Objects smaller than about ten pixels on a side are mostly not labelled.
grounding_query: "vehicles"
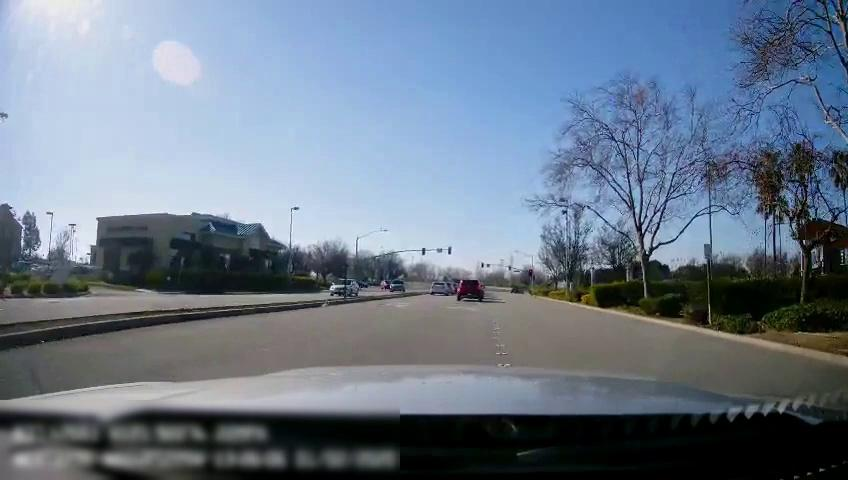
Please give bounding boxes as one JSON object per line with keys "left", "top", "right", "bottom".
{"left": 354, "top": 280, "right": 368, "bottom": 288}
{"left": 457, "top": 279, "right": 483, "bottom": 302}
{"left": 381, "top": 280, "right": 393, "bottom": 290}
{"left": 452, "top": 282, "right": 459, "bottom": 294}
{"left": 389, "top": 280, "right": 406, "bottom": 293}
{"left": 329, "top": 279, "right": 359, "bottom": 297}
{"left": 447, "top": 282, "right": 455, "bottom": 295}
{"left": 431, "top": 281, "right": 450, "bottom": 296}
